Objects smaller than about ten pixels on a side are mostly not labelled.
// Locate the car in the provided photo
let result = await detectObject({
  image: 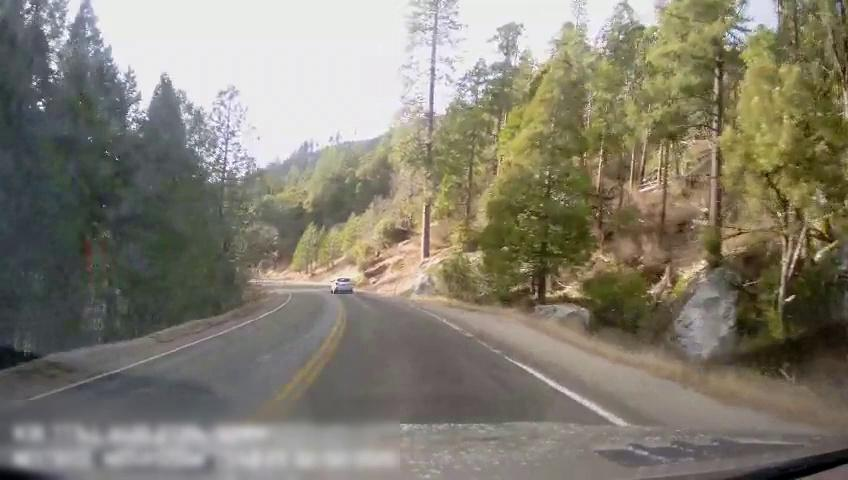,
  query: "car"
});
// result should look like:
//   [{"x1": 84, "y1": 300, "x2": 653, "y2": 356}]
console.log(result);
[{"x1": 330, "y1": 276, "x2": 354, "y2": 294}]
